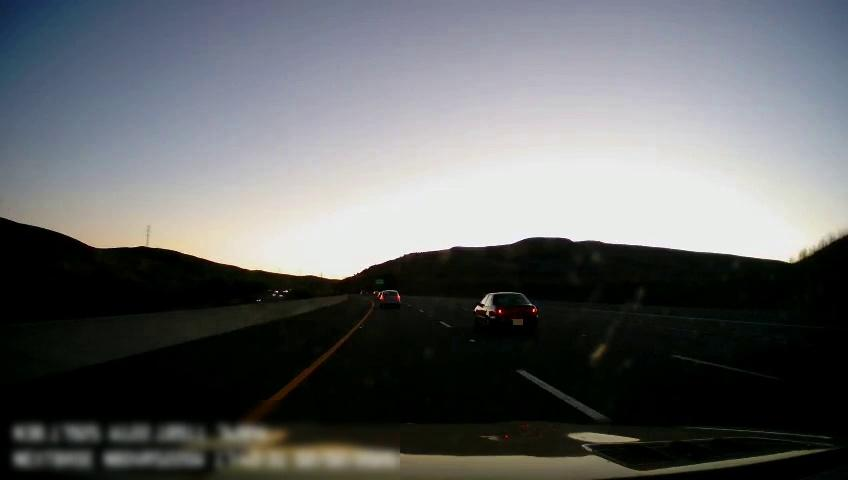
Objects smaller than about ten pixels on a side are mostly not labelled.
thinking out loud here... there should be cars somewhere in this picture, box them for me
[379,290,400,308]
[473,292,538,332]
